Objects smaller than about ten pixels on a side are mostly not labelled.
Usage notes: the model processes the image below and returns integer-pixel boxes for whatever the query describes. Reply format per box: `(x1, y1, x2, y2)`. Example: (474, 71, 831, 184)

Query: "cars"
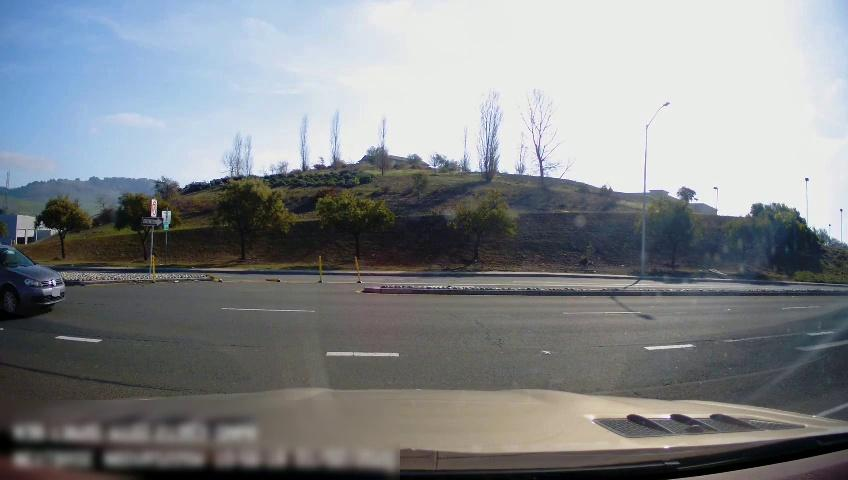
(0, 244, 66, 316)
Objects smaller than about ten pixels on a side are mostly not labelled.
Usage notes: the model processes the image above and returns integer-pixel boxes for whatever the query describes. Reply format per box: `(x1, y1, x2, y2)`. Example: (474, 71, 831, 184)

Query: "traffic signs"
(141, 217, 162, 226)
(150, 199, 157, 218)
